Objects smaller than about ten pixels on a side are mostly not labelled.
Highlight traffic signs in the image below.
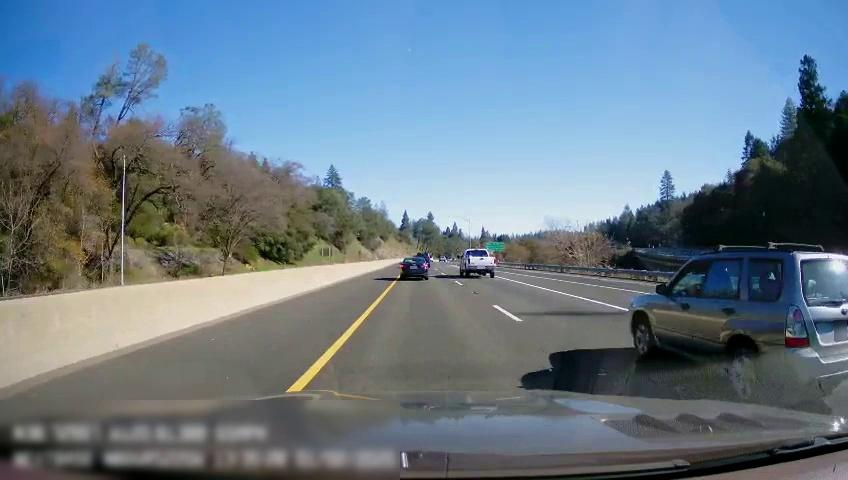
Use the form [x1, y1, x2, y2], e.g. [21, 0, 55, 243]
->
[485, 241, 505, 254]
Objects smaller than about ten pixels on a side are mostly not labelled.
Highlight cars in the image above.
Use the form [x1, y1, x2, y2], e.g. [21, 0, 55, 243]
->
[398, 255, 431, 282]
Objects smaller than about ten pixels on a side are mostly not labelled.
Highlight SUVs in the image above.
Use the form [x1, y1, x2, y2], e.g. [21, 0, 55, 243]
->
[629, 251, 848, 406]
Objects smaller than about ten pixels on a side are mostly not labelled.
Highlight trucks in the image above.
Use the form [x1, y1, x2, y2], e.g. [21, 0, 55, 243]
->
[455, 248, 497, 278]
[415, 252, 432, 268]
